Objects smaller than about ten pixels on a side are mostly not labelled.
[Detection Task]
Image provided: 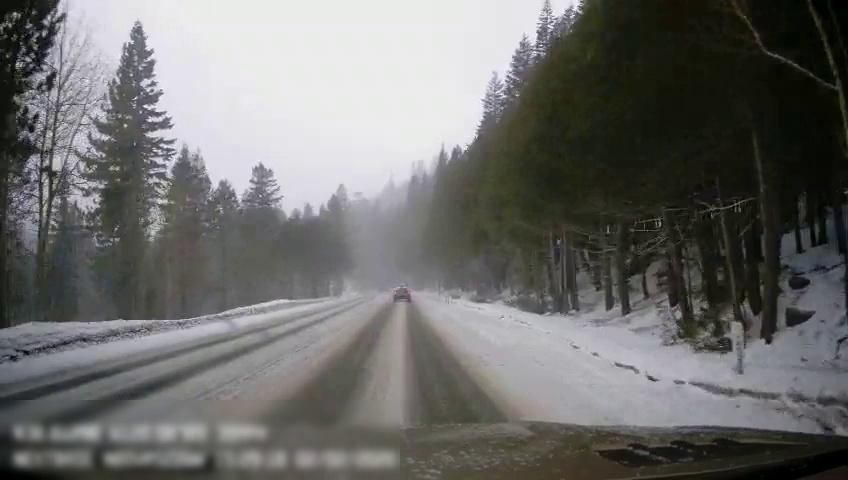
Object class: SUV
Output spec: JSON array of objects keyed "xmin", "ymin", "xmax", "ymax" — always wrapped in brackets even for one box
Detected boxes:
[{"xmin": 393, "ymin": 286, "xmax": 411, "ymax": 302}]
